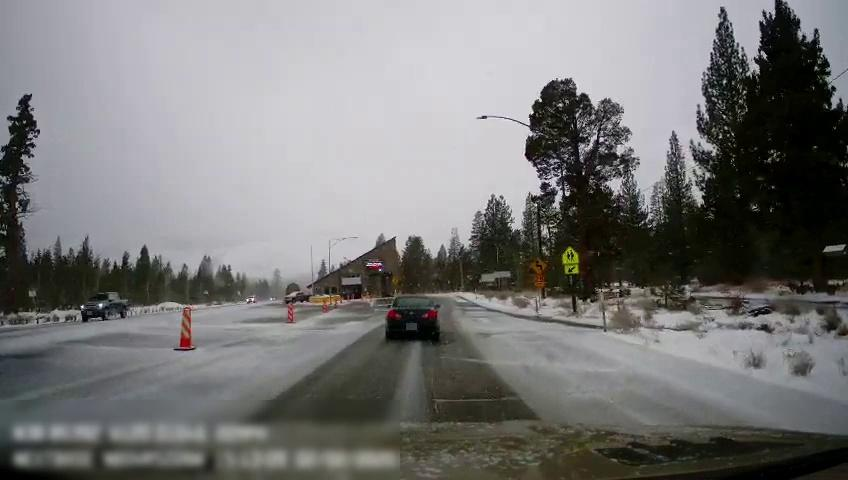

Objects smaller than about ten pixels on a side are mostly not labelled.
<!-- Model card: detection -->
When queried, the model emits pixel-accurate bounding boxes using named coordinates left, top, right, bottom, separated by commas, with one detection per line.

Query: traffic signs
left=534, top=276, right=546, bottom=289
left=531, top=257, right=546, bottom=274
left=481, top=274, right=495, bottom=282
left=564, top=265, right=579, bottom=274
left=562, top=246, right=579, bottom=264
left=494, top=271, right=511, bottom=278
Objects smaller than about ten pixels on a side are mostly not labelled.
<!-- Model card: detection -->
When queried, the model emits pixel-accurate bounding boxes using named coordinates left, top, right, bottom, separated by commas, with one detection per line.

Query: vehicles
left=246, top=296, right=257, bottom=304
left=285, top=292, right=311, bottom=304
left=80, top=292, right=128, bottom=322
left=385, top=295, right=441, bottom=340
